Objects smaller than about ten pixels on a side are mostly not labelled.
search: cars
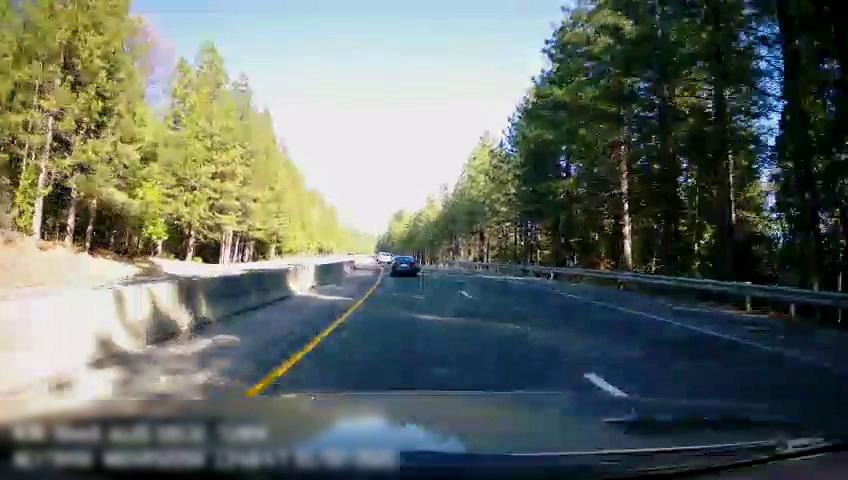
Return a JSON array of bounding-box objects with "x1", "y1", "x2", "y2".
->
[
  {"x1": 392, "y1": 255, "x2": 417, "y2": 277},
  {"x1": 377, "y1": 252, "x2": 391, "y2": 264}
]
